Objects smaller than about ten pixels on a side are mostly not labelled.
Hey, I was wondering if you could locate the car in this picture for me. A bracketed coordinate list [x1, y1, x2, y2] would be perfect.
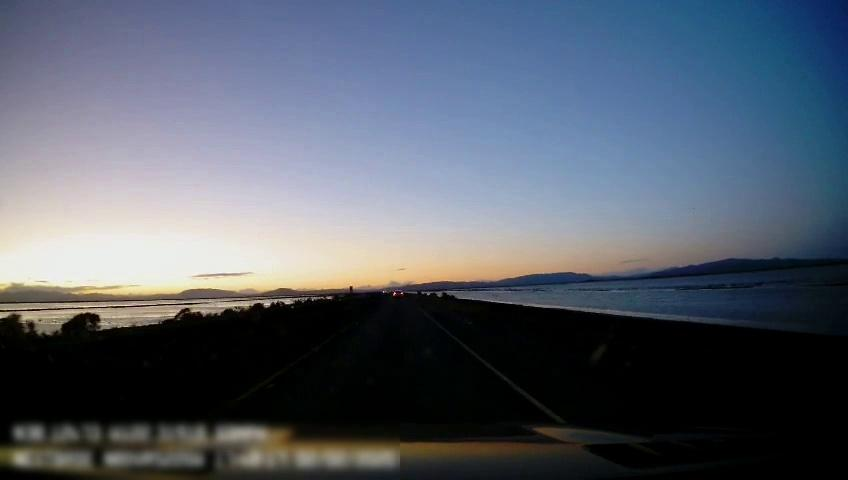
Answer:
[392, 290, 404, 298]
